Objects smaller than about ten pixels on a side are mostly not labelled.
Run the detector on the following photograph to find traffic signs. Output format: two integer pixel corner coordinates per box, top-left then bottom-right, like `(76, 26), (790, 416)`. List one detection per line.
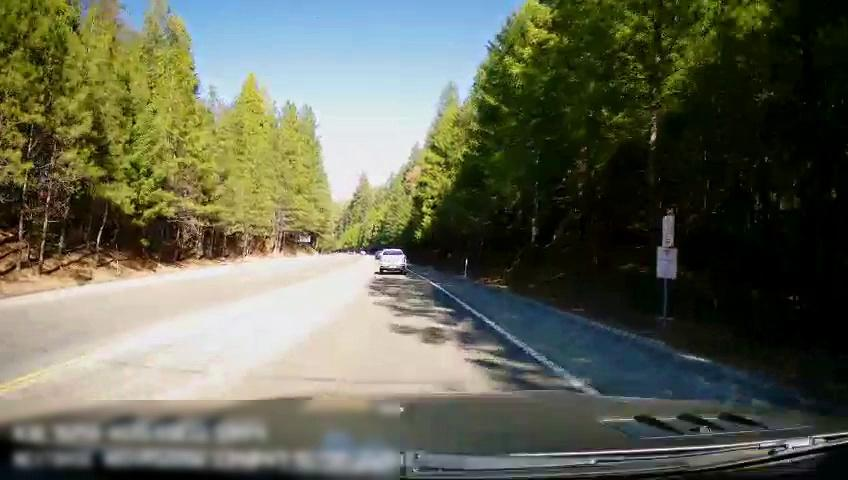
(661, 215), (675, 246)
(657, 245), (678, 281)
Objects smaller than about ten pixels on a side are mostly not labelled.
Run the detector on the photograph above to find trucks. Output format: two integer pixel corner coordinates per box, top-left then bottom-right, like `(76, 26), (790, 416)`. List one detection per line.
(378, 248), (408, 276)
